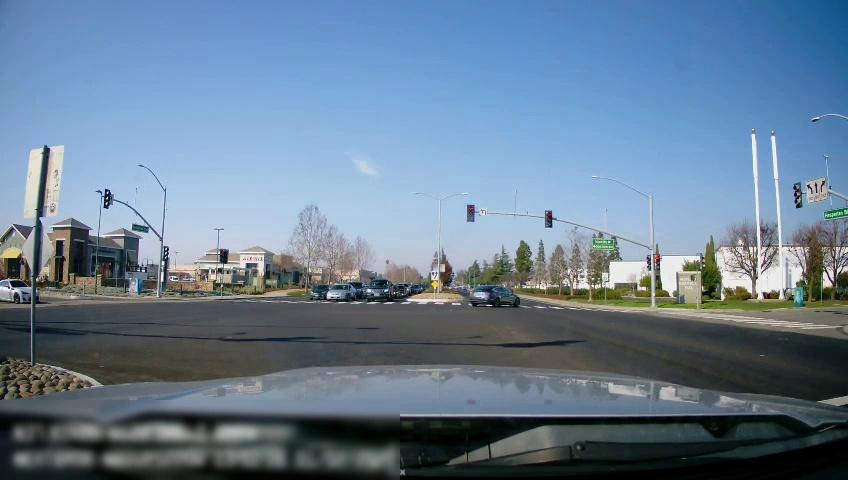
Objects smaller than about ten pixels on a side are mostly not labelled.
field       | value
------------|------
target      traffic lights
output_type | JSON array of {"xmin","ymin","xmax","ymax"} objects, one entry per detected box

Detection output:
[
  {"xmin": 103, "ymin": 188, "xmax": 111, "ymax": 209},
  {"xmin": 792, "ymin": 182, "xmax": 803, "ymax": 209},
  {"xmin": 219, "ymin": 249, "xmax": 224, "ymax": 263},
  {"xmin": 653, "ymin": 253, "xmax": 660, "ymax": 270},
  {"xmin": 224, "ymin": 250, "xmax": 229, "ymax": 264},
  {"xmin": 544, "ymin": 210, "xmax": 553, "ymax": 228},
  {"xmin": 466, "ymin": 204, "xmax": 475, "ymax": 223},
  {"xmin": 646, "ymin": 255, "xmax": 652, "ymax": 271},
  {"xmin": 163, "ymin": 247, "xmax": 170, "ymax": 263}
]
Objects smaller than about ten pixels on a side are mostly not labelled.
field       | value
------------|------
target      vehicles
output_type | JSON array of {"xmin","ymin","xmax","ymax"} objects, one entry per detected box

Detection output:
[
  {"xmin": 393, "ymin": 283, "xmax": 406, "ymax": 301},
  {"xmin": 469, "ymin": 284, "xmax": 522, "ymax": 308},
  {"xmin": 329, "ymin": 284, "xmax": 359, "ymax": 301},
  {"xmin": 0, "ymin": 279, "xmax": 40, "ymax": 305},
  {"xmin": 310, "ymin": 284, "xmax": 332, "ymax": 301},
  {"xmin": 367, "ymin": 280, "xmax": 396, "ymax": 302},
  {"xmin": 352, "ymin": 283, "xmax": 367, "ymax": 300}
]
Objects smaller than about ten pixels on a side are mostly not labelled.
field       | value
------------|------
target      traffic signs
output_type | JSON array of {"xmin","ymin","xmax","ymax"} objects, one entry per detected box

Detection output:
[
  {"xmin": 807, "ymin": 177, "xmax": 827, "ymax": 203},
  {"xmin": 592, "ymin": 238, "xmax": 614, "ymax": 250},
  {"xmin": 431, "ymin": 270, "xmax": 440, "ymax": 281},
  {"xmin": 823, "ymin": 206, "xmax": 848, "ymax": 221}
]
